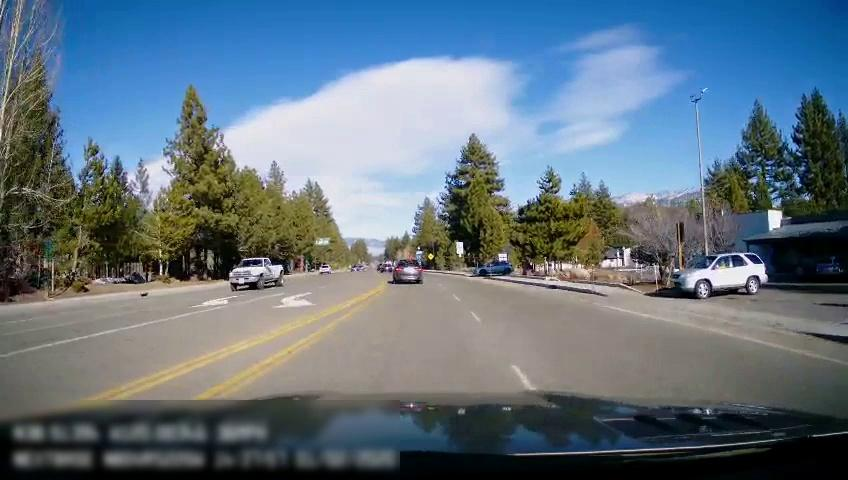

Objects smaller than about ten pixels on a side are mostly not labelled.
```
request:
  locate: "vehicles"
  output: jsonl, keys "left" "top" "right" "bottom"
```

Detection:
{"left": 379, "top": 263, "right": 392, "bottom": 273}
{"left": 319, "top": 264, "right": 332, "bottom": 274}
{"left": 669, "top": 253, "right": 768, "bottom": 300}
{"left": 230, "top": 257, "right": 285, "bottom": 292}
{"left": 480, "top": 260, "right": 514, "bottom": 275}
{"left": 392, "top": 260, "right": 423, "bottom": 286}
